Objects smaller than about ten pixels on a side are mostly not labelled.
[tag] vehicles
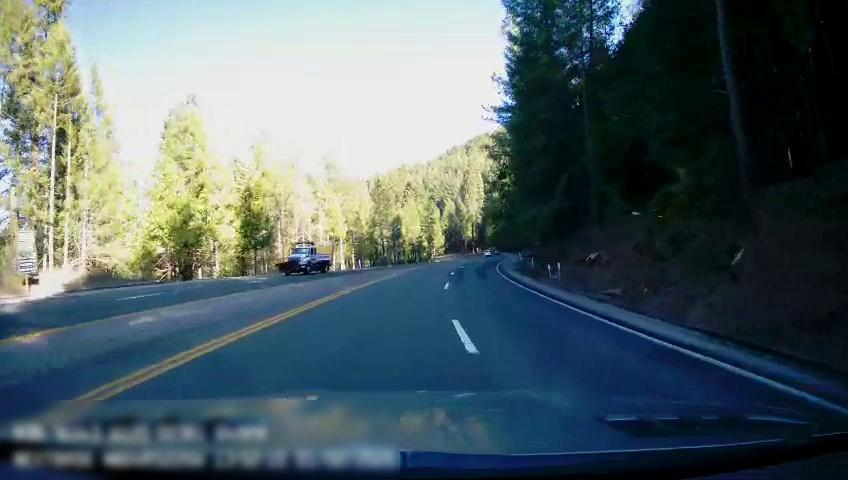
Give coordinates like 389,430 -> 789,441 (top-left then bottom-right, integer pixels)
483,247 -> 496,257
274,240 -> 333,277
